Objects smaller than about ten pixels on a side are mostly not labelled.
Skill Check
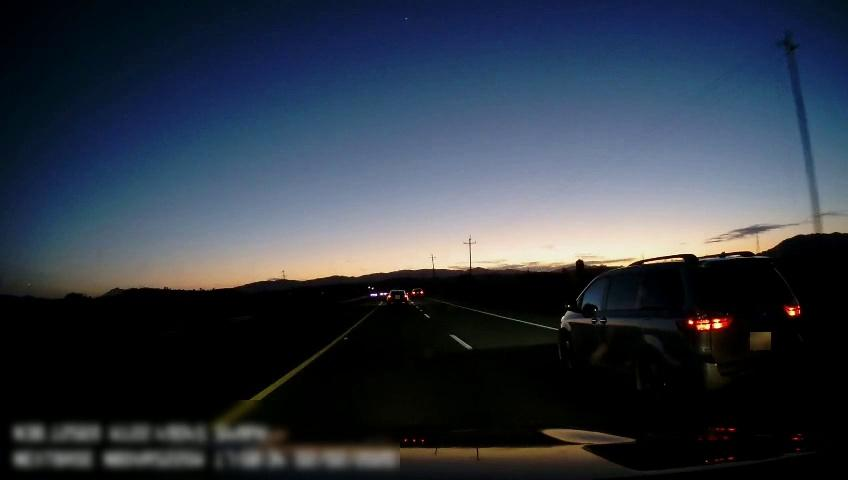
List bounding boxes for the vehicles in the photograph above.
[410,287,425,300]
[558,254,804,407]
[386,289,409,309]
